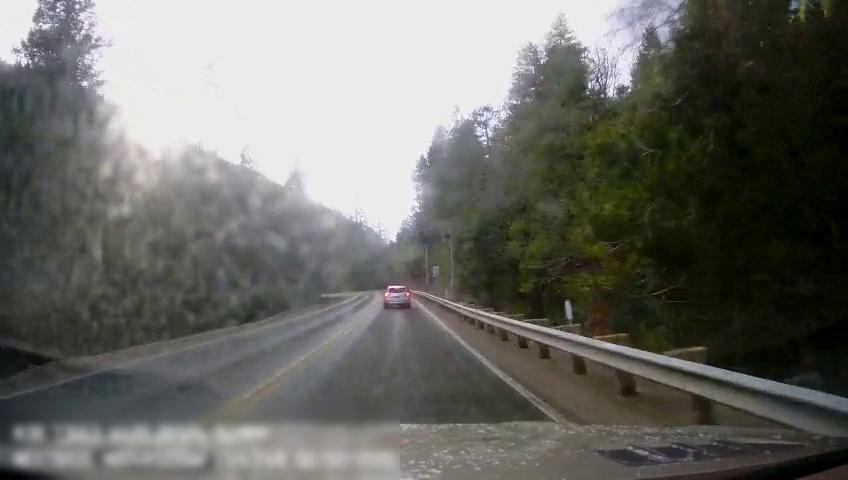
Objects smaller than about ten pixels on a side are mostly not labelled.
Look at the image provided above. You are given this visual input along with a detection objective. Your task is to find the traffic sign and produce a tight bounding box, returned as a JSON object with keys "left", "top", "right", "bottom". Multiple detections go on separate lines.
{"left": 432, "top": 265, "right": 440, "bottom": 277}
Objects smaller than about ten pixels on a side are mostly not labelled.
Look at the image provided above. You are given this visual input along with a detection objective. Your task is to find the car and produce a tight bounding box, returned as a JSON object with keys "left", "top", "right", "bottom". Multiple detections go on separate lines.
{"left": 383, "top": 284, "right": 411, "bottom": 309}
